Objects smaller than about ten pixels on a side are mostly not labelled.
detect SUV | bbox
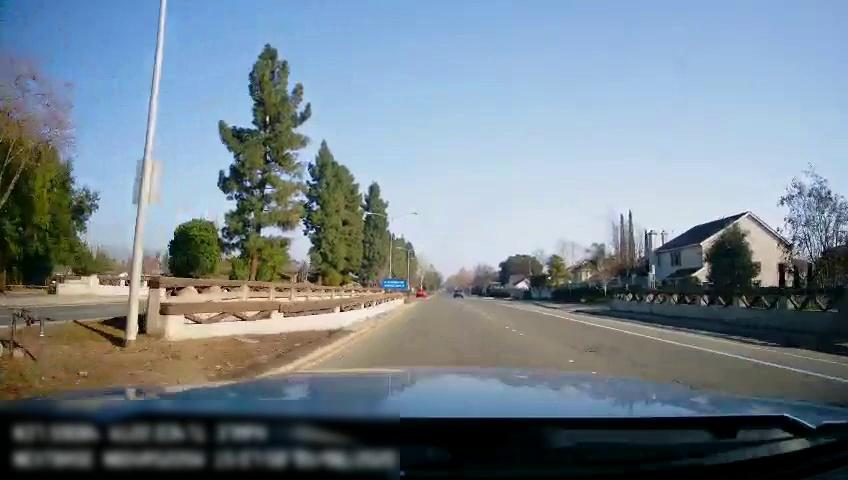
[452,287,464,298]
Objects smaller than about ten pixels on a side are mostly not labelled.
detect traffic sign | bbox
[383,280,405,289]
